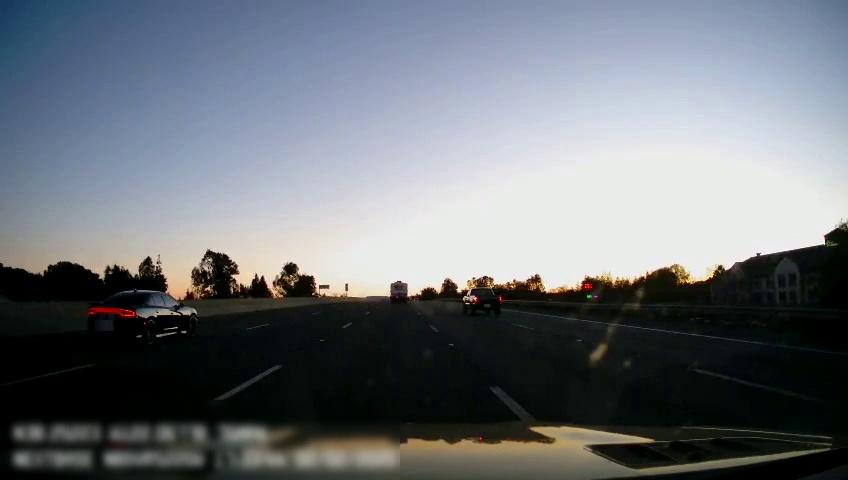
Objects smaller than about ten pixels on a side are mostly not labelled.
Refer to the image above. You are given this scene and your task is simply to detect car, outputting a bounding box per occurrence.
[87,290,200,348]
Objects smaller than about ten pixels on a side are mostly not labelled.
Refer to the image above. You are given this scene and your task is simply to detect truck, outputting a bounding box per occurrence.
[462,288,503,316]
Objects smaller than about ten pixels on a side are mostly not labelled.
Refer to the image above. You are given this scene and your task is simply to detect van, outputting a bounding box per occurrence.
[390,282,408,304]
